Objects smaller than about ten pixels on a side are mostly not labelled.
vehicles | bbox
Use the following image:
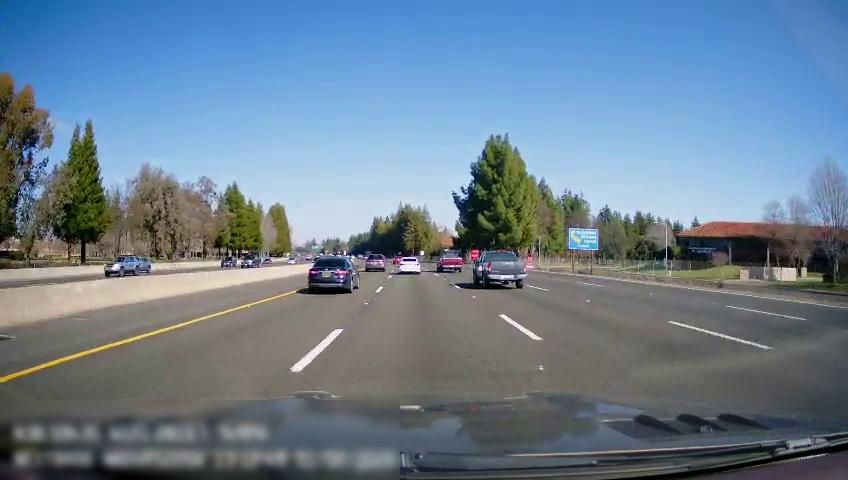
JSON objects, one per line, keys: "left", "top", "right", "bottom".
{"left": 399, "top": 257, "right": 421, "bottom": 275}
{"left": 473, "top": 248, "right": 529, "bottom": 289}
{"left": 220, "top": 255, "right": 238, "bottom": 268}
{"left": 435, "top": 248, "right": 465, "bottom": 274}
{"left": 103, "top": 255, "right": 141, "bottom": 277}
{"left": 240, "top": 254, "right": 262, "bottom": 269}
{"left": 364, "top": 253, "right": 385, "bottom": 273}
{"left": 129, "top": 255, "right": 152, "bottom": 273}
{"left": 307, "top": 256, "right": 360, "bottom": 295}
